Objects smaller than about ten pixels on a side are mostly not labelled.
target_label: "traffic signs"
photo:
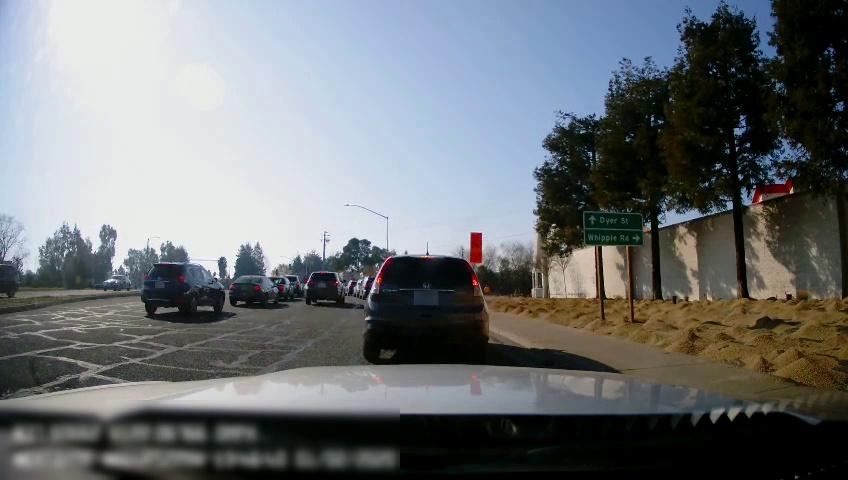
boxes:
[585,211,647,246]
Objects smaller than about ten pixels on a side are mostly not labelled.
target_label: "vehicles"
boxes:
[363,254,491,365]
[0,263,20,298]
[352,279,364,297]
[347,280,357,297]
[140,261,226,319]
[267,276,296,301]
[102,274,132,293]
[359,277,376,300]
[229,275,281,309]
[303,271,348,308]
[285,274,304,297]
[338,271,358,281]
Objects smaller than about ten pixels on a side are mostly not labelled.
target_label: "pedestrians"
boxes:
[484,283,493,297]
